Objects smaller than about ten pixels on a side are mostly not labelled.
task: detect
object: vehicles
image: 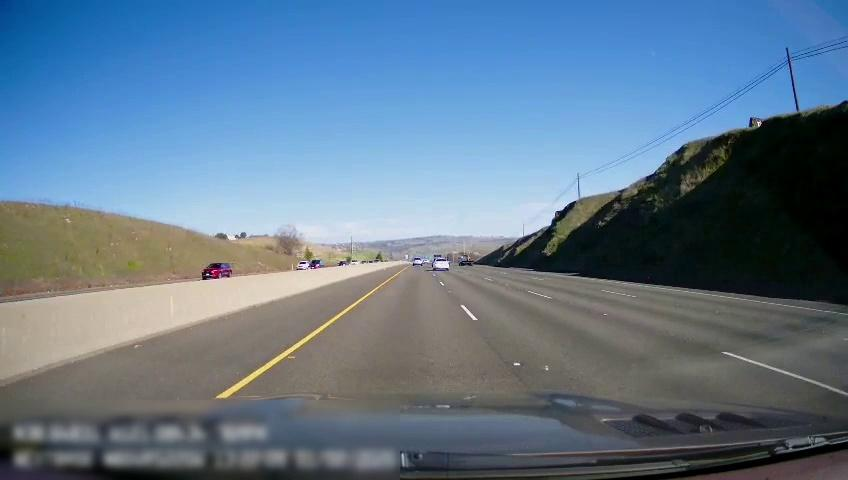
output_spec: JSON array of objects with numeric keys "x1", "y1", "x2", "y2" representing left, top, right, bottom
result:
[
  {"x1": 309, "y1": 259, "x2": 324, "y2": 269},
  {"x1": 296, "y1": 260, "x2": 310, "y2": 270},
  {"x1": 412, "y1": 257, "x2": 423, "y2": 267},
  {"x1": 458, "y1": 255, "x2": 472, "y2": 266},
  {"x1": 202, "y1": 262, "x2": 233, "y2": 280},
  {"x1": 433, "y1": 257, "x2": 449, "y2": 271}
]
